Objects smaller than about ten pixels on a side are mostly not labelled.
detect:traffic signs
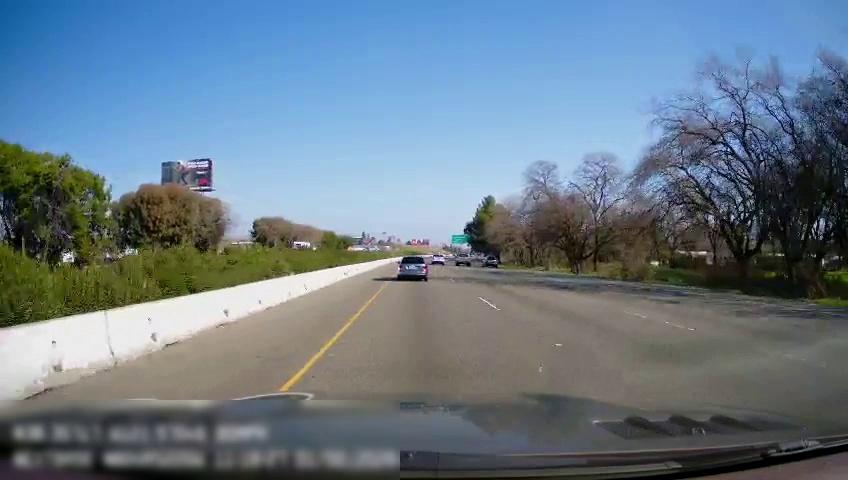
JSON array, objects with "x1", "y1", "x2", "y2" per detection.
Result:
[{"x1": 451, "y1": 234, "x2": 467, "y2": 244}]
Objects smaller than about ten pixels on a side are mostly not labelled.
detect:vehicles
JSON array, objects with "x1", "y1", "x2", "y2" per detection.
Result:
[
  {"x1": 480, "y1": 256, "x2": 498, "y2": 268},
  {"x1": 431, "y1": 254, "x2": 445, "y2": 265},
  {"x1": 455, "y1": 254, "x2": 471, "y2": 267},
  {"x1": 396, "y1": 256, "x2": 428, "y2": 281},
  {"x1": 294, "y1": 241, "x2": 311, "y2": 248}
]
